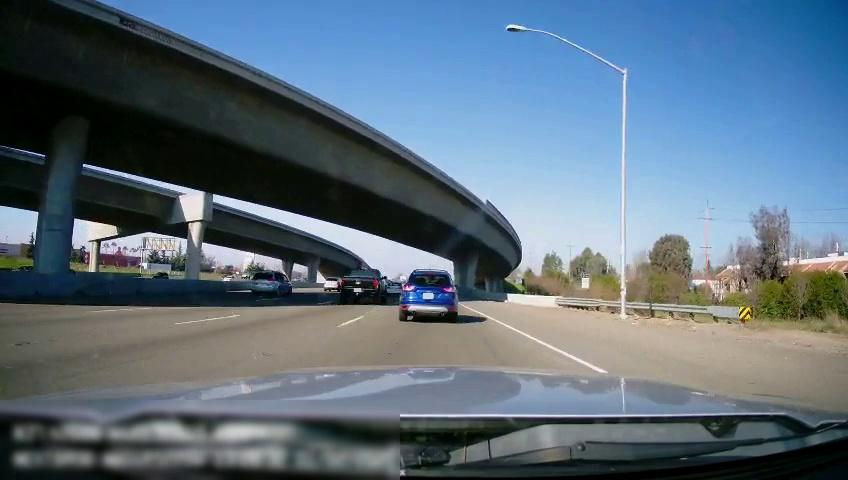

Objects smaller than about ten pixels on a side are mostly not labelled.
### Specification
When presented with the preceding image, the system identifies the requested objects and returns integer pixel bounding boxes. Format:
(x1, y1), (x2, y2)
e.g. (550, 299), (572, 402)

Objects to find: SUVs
(323, 277), (338, 292)
(398, 270), (460, 323)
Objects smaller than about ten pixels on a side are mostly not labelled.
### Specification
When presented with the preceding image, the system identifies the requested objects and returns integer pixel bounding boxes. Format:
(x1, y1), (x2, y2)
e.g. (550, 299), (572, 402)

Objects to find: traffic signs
(738, 306), (753, 321)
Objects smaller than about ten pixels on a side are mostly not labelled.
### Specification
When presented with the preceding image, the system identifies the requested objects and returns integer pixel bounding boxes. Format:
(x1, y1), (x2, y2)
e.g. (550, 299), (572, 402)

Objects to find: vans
(250, 269), (292, 299)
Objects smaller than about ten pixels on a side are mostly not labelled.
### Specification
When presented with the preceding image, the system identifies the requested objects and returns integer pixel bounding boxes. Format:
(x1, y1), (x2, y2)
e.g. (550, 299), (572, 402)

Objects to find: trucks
(337, 268), (388, 305)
